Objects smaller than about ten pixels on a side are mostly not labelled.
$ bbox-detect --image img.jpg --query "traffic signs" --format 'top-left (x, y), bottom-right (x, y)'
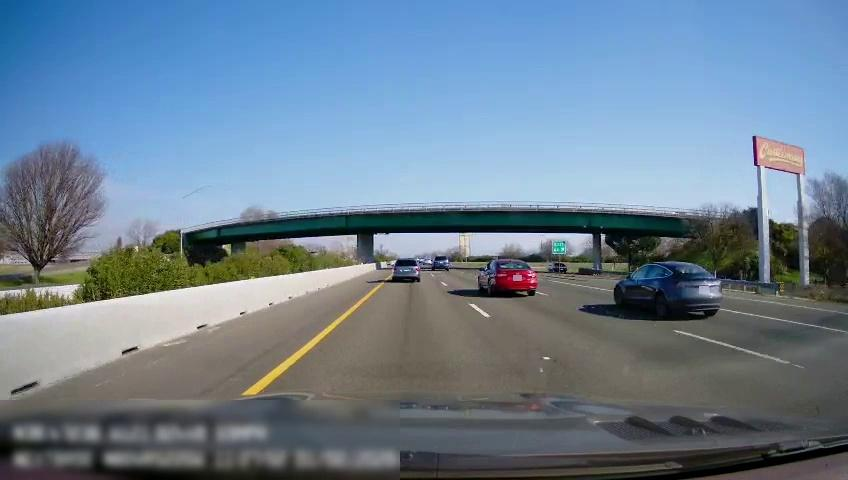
top-left (551, 240), bottom-right (566, 255)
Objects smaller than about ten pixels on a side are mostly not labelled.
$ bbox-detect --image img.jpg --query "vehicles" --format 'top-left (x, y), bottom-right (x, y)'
top-left (475, 259), bottom-right (539, 299)
top-left (392, 258), bottom-right (421, 283)
top-left (431, 254), bottom-right (451, 271)
top-left (612, 261), bottom-right (722, 321)
top-left (546, 262), bottom-right (567, 274)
